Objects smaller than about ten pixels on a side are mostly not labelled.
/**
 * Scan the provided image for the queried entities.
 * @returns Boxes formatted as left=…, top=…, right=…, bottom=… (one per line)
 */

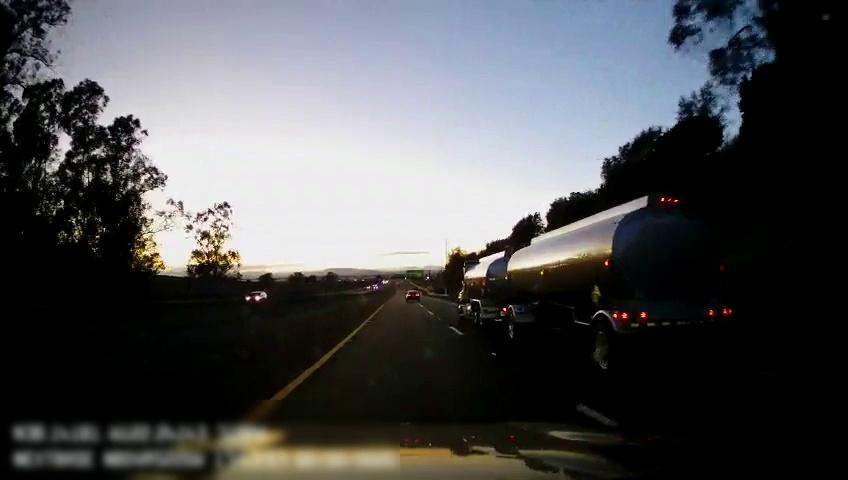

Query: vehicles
left=404, top=290, right=421, bottom=303
left=503, top=194, right=739, bottom=382
left=244, top=290, right=268, bottom=304
left=455, top=251, right=507, bottom=339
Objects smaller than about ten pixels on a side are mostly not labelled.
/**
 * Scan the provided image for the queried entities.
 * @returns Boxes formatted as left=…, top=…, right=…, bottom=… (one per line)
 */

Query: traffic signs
left=406, top=269, right=424, bottom=278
